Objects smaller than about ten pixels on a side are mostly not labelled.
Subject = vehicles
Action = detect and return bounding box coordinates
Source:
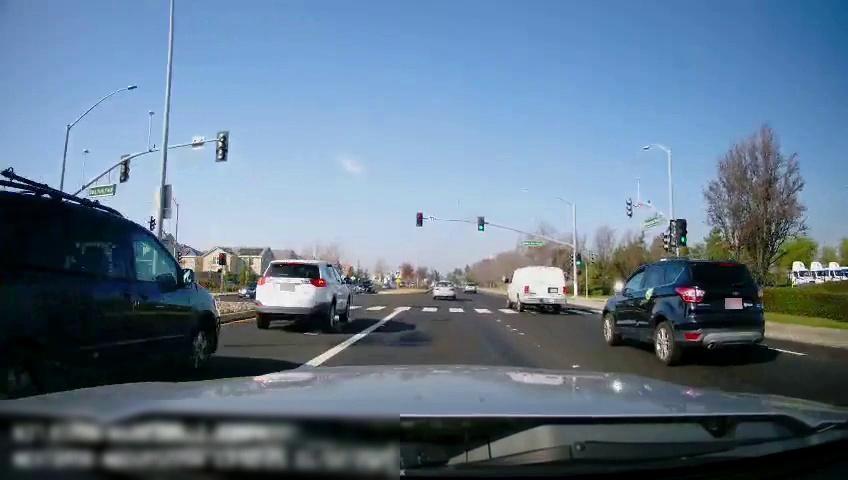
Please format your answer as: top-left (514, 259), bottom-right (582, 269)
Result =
top-left (463, 282), bottom-right (478, 294)
top-left (255, 258), bottom-right (353, 331)
top-left (599, 256), bottom-right (767, 366)
top-left (238, 283), bottom-right (260, 299)
top-left (431, 282), bottom-right (456, 301)
top-left (0, 164), bottom-right (221, 403)
top-left (352, 279), bottom-right (376, 294)
top-left (504, 265), bottom-right (567, 315)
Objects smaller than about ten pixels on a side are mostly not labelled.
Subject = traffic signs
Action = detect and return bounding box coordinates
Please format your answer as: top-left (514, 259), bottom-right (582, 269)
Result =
top-left (527, 240), bottom-right (545, 247)
top-left (644, 215), bottom-right (661, 228)
top-left (87, 183), bottom-right (117, 197)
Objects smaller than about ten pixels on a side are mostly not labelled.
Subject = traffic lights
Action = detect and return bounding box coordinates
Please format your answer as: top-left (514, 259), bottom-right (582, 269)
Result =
top-left (148, 214), bottom-right (157, 232)
top-left (214, 129), bottom-right (229, 163)
top-left (175, 250), bottom-right (184, 265)
top-left (675, 217), bottom-right (688, 248)
top-left (662, 229), bottom-right (672, 253)
top-left (669, 217), bottom-right (679, 247)
top-left (575, 253), bottom-right (582, 269)
top-left (624, 195), bottom-right (634, 219)
top-left (217, 251), bottom-right (228, 266)
top-left (415, 211), bottom-right (425, 228)
top-left (477, 215), bottom-right (486, 232)
top-left (118, 153), bottom-right (130, 184)
top-left (570, 255), bottom-right (575, 268)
